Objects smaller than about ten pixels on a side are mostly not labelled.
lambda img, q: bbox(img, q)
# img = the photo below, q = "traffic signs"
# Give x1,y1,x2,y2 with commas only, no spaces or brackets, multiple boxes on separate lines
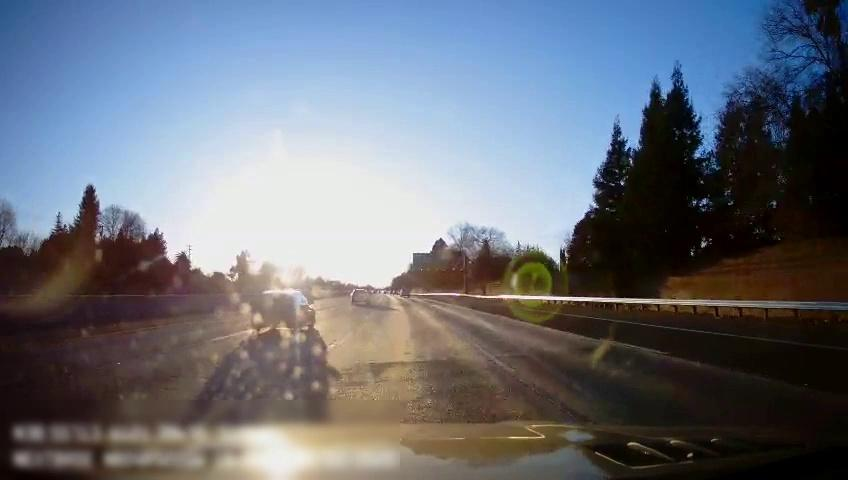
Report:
411,251,442,268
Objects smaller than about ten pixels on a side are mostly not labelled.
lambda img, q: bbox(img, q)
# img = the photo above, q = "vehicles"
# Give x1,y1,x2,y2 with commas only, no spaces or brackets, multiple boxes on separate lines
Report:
349,288,370,306
399,287,411,298
251,289,318,338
